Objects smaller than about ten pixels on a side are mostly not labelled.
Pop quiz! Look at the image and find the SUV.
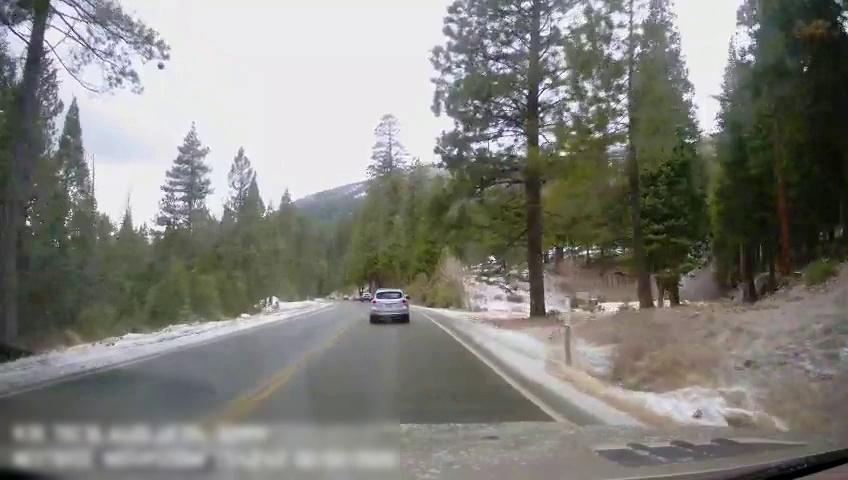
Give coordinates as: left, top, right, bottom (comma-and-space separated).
370, 288, 411, 324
